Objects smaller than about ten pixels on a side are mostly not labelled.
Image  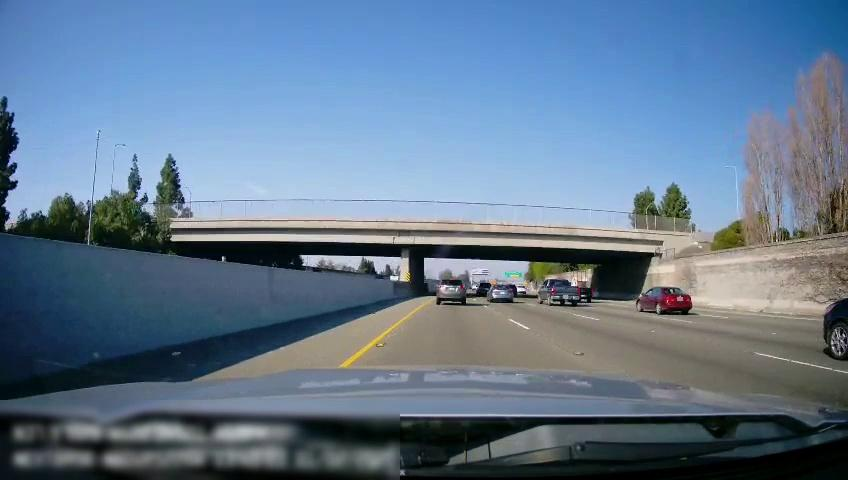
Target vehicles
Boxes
[823,297,848,360]
[486,284,514,304]
[435,279,467,306]
[538,279,581,307]
[516,285,527,295]
[477,282,492,297]
[569,270,593,303]
[503,284,518,298]
[635,286,693,316]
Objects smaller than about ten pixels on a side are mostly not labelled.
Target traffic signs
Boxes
[471,268,489,276]
[503,271,523,279]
